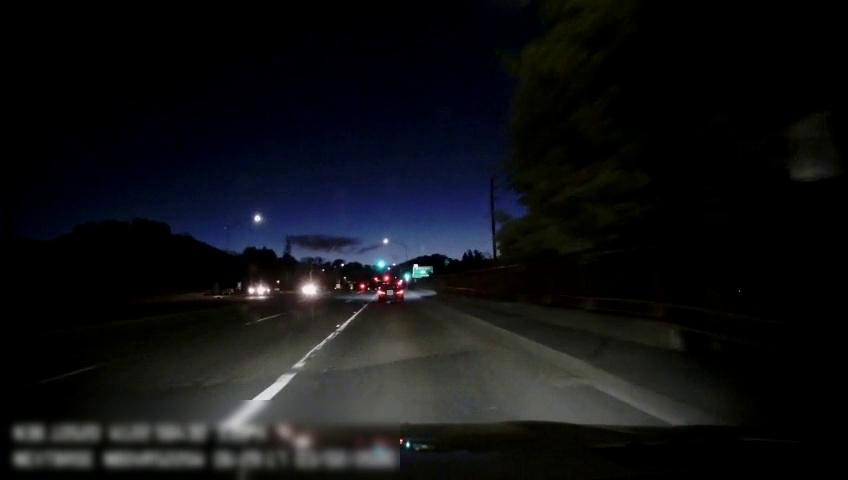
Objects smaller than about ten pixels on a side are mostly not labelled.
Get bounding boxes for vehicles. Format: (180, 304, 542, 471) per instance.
(246, 283, 271, 296)
(301, 284, 321, 297)
(377, 281, 405, 305)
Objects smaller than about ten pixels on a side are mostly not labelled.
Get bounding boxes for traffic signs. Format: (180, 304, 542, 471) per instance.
(413, 265, 433, 278)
